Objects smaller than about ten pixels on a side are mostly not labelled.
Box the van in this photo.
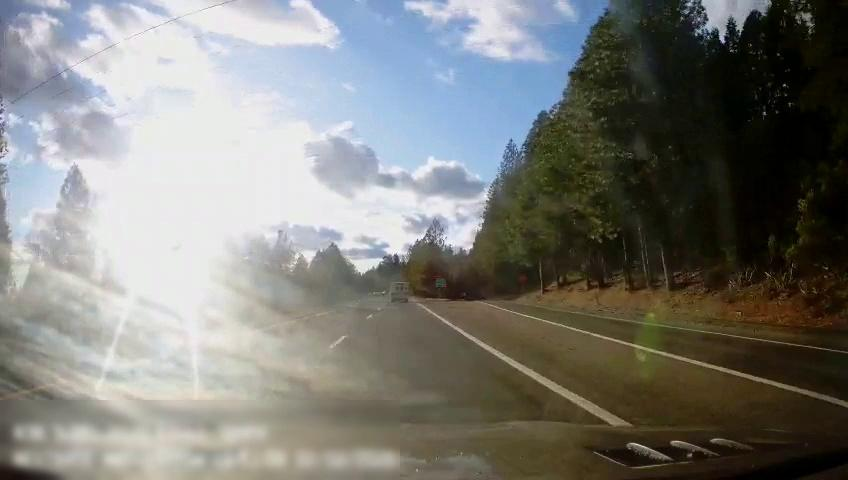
[389,281,410,303]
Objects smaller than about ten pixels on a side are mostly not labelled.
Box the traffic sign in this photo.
[435,278,447,289]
